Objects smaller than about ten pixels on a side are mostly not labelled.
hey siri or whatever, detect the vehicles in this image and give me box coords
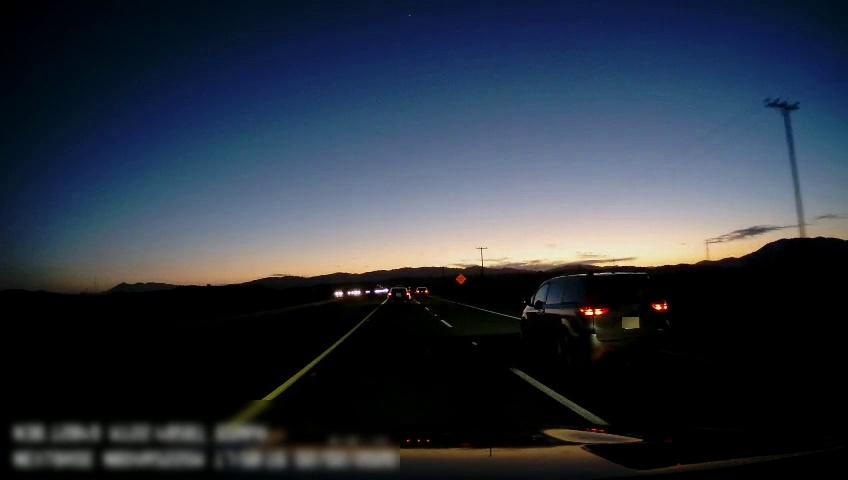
[414,286,430,299]
[387,287,411,306]
[519,272,670,368]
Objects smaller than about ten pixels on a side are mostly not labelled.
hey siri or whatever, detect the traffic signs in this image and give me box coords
[455,273,467,285]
